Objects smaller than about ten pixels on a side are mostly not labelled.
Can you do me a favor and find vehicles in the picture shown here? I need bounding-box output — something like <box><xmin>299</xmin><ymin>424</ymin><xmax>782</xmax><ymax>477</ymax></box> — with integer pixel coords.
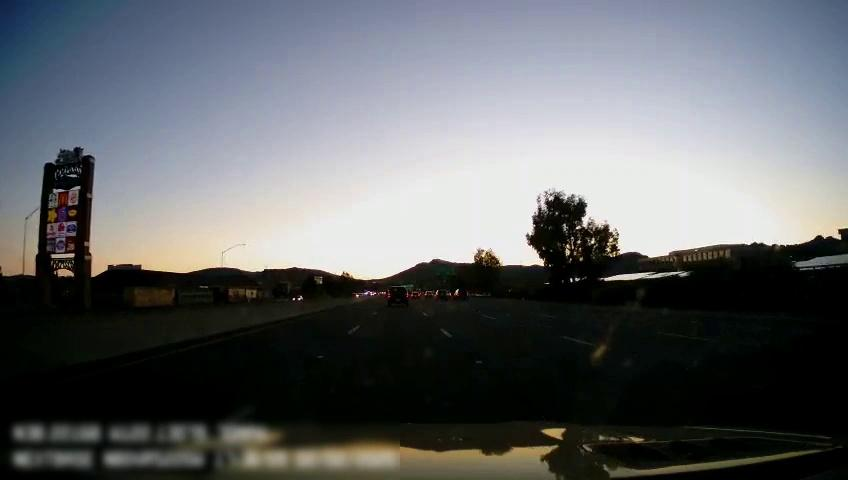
<box><xmin>424</xmin><ymin>290</ymin><xmax>434</xmax><ymax>299</ymax></box>
<box><xmin>410</xmin><ymin>291</ymin><xmax>421</xmax><ymax>300</ymax></box>
<box><xmin>386</xmin><ymin>285</ymin><xmax>410</xmax><ymax>309</ymax></box>
<box><xmin>292</xmin><ymin>295</ymin><xmax>304</xmax><ymax>302</ymax></box>
<box><xmin>454</xmin><ymin>288</ymin><xmax>469</xmax><ymax>300</ymax></box>
<box><xmin>434</xmin><ymin>288</ymin><xmax>450</xmax><ymax>301</ymax></box>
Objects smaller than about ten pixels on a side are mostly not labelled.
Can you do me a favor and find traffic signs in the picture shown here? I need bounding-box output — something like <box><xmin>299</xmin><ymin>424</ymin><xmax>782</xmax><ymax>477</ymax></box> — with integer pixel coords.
<box><xmin>433</xmin><ymin>265</ymin><xmax>456</xmax><ymax>277</ymax></box>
